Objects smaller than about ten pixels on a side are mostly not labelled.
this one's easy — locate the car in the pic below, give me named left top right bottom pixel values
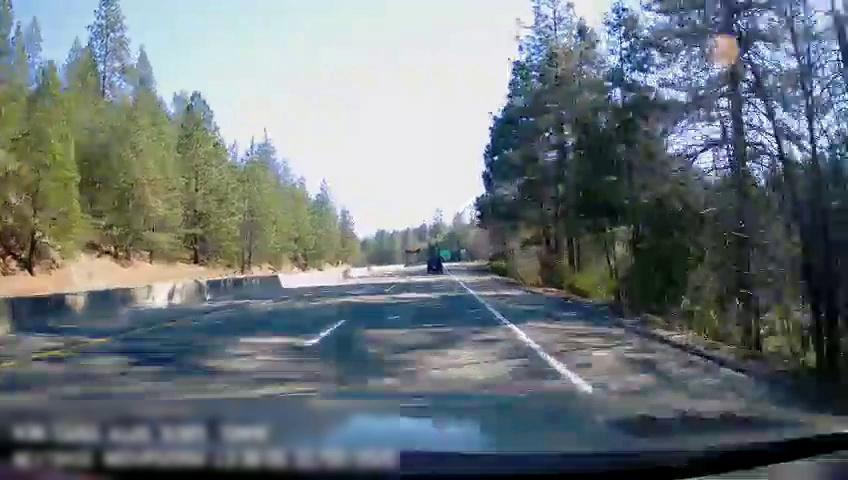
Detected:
left=427, top=260, right=442, bottom=274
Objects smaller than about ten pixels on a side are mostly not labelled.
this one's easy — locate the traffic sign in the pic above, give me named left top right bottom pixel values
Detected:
left=439, top=249, right=450, bottom=257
